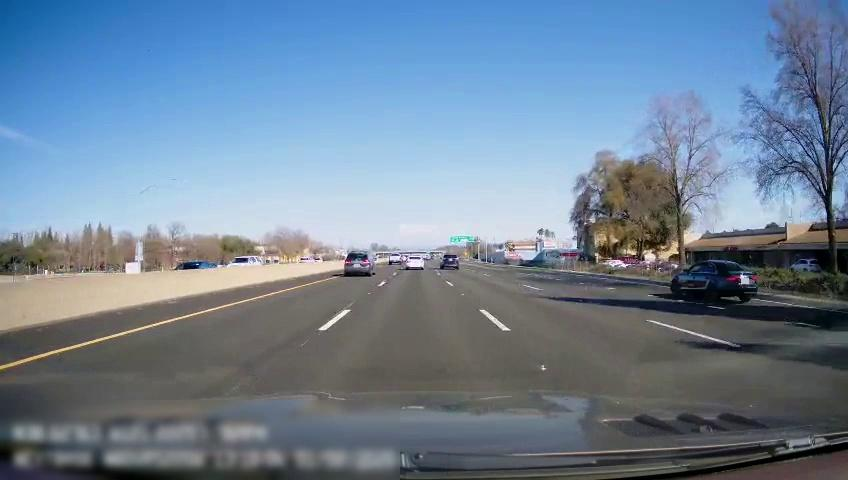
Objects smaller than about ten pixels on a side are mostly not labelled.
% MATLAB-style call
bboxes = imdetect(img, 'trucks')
[388,252,402,265]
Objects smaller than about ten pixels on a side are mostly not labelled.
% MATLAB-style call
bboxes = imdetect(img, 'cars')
[173,260,217,271]
[405,255,424,270]
[670,260,760,303]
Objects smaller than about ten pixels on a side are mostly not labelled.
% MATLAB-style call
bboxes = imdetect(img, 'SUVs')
[343,251,376,277]
[226,256,265,268]
[439,254,459,270]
